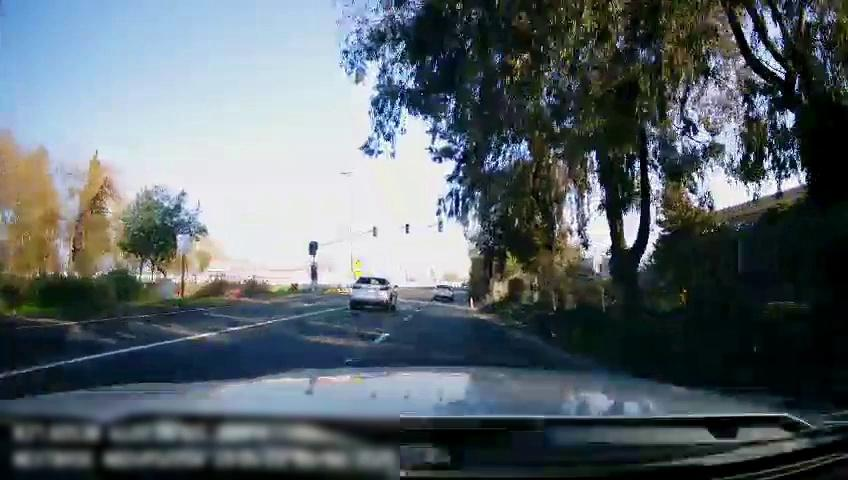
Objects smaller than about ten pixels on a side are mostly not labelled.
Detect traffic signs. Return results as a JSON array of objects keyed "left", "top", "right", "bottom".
[{"left": 176, "top": 233, "right": 191, "bottom": 257}]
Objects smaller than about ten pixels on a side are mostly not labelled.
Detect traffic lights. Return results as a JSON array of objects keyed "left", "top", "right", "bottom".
[
  {"left": 405, "top": 223, "right": 410, "bottom": 234},
  {"left": 438, "top": 219, "right": 443, "bottom": 232},
  {"left": 372, "top": 225, "right": 377, "bottom": 237},
  {"left": 308, "top": 241, "right": 319, "bottom": 256},
  {"left": 310, "top": 263, "right": 318, "bottom": 281}
]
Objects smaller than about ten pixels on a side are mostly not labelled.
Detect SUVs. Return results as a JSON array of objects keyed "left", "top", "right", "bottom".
[
  {"left": 433, "top": 285, "right": 453, "bottom": 301},
  {"left": 349, "top": 275, "right": 400, "bottom": 313}
]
